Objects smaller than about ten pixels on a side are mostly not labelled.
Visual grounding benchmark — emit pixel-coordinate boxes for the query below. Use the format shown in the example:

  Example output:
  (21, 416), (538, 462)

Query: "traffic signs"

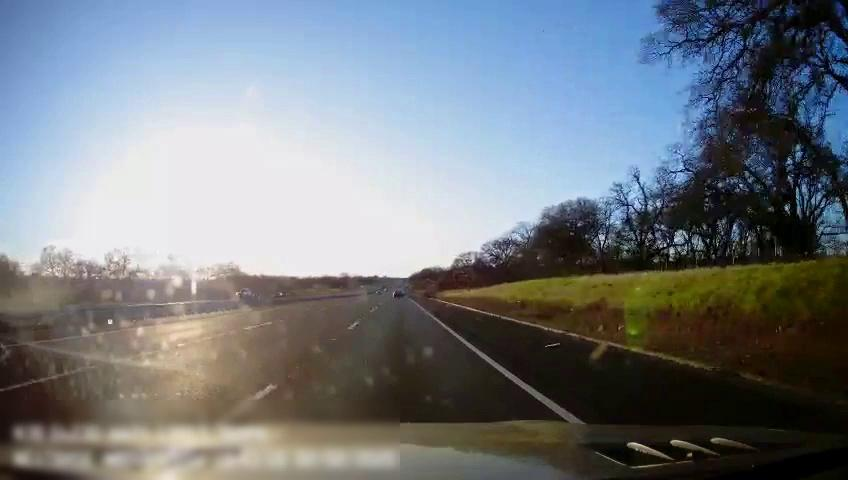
(453, 272), (474, 282)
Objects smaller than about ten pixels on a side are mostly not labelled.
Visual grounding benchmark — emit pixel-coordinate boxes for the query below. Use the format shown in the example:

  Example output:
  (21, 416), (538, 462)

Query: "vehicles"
(235, 287), (254, 299)
(392, 290), (404, 298)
